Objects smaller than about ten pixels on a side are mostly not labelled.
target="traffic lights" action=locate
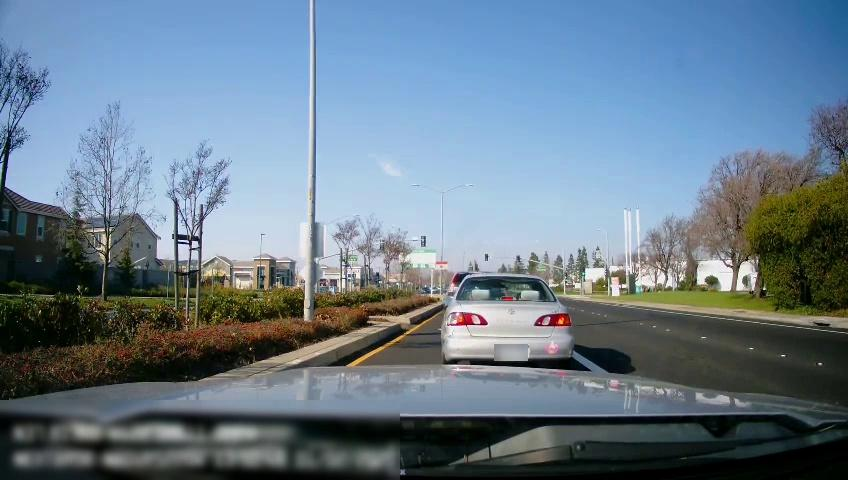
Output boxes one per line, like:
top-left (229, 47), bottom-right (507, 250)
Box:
top-left (419, 235), bottom-right (425, 248)
top-left (379, 239), bottom-right (385, 251)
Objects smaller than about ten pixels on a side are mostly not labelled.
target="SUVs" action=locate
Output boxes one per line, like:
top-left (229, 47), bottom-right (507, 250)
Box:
top-left (451, 272), bottom-right (468, 288)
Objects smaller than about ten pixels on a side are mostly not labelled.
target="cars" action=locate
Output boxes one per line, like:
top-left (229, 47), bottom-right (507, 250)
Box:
top-left (440, 274), bottom-right (571, 363)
